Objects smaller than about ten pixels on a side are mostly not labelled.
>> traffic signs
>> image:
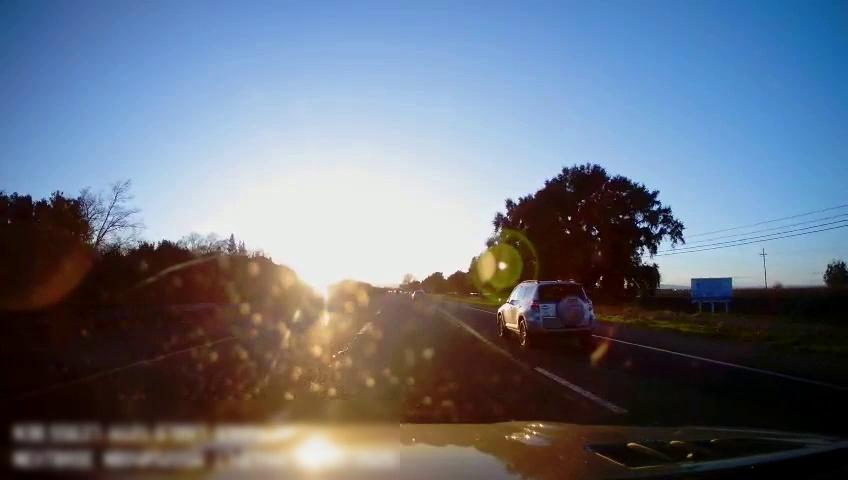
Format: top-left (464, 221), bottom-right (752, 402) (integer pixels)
top-left (691, 276), bottom-right (736, 301)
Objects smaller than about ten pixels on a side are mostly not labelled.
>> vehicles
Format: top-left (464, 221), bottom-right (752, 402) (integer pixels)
top-left (496, 279), bottom-right (596, 354)
top-left (412, 290), bottom-right (424, 300)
